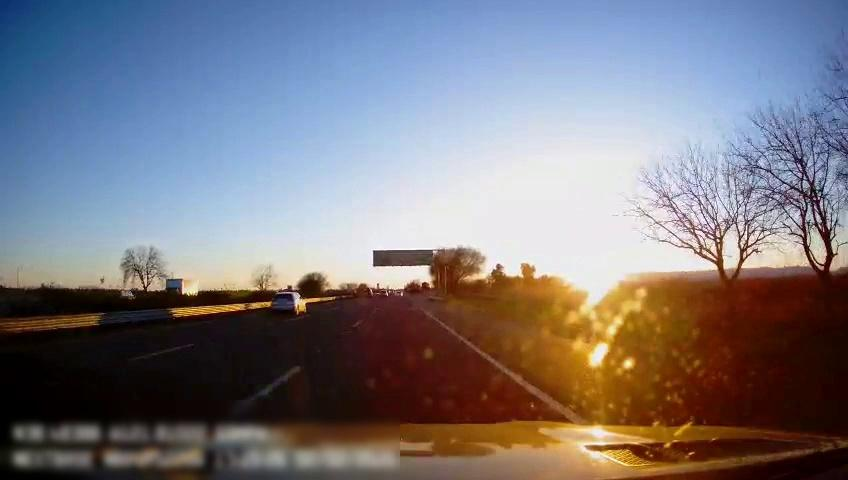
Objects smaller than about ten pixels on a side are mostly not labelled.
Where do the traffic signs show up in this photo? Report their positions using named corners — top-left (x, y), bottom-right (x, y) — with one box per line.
top-left (373, 250), bottom-right (433, 267)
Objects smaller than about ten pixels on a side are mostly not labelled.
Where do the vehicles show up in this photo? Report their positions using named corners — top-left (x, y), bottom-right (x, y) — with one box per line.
top-left (360, 288), bottom-right (374, 299)
top-left (272, 291), bottom-right (307, 316)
